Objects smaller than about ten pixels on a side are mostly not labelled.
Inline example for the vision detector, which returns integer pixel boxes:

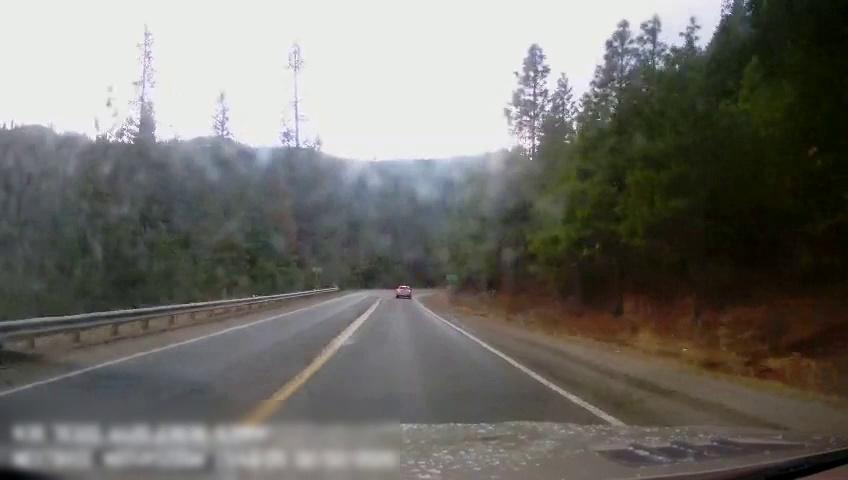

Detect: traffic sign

[445,274,458,283]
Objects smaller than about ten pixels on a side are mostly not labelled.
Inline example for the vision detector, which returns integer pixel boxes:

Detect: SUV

[396,285,412,299]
